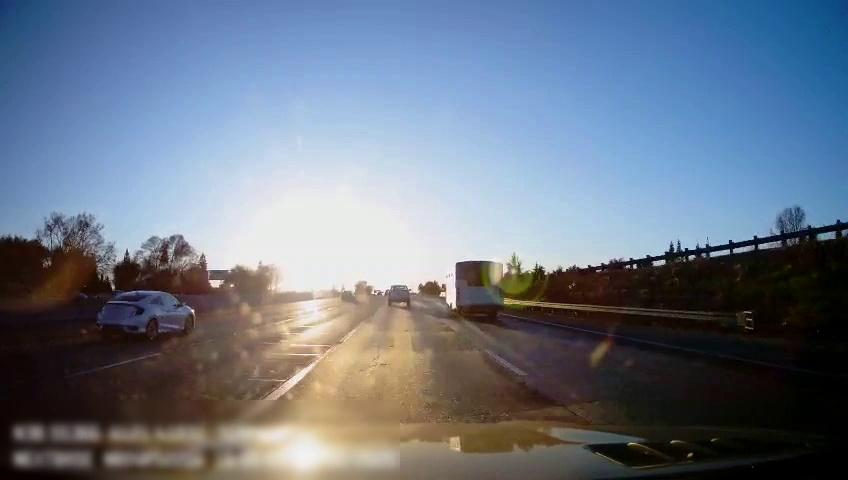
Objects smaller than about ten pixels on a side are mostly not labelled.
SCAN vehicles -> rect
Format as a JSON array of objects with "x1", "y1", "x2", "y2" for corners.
[
  {"x1": 341, "y1": 290, "x2": 356, "y2": 301},
  {"x1": 444, "y1": 259, "x2": 505, "y2": 323},
  {"x1": 95, "y1": 290, "x2": 197, "y2": 345},
  {"x1": 387, "y1": 284, "x2": 411, "y2": 307}
]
